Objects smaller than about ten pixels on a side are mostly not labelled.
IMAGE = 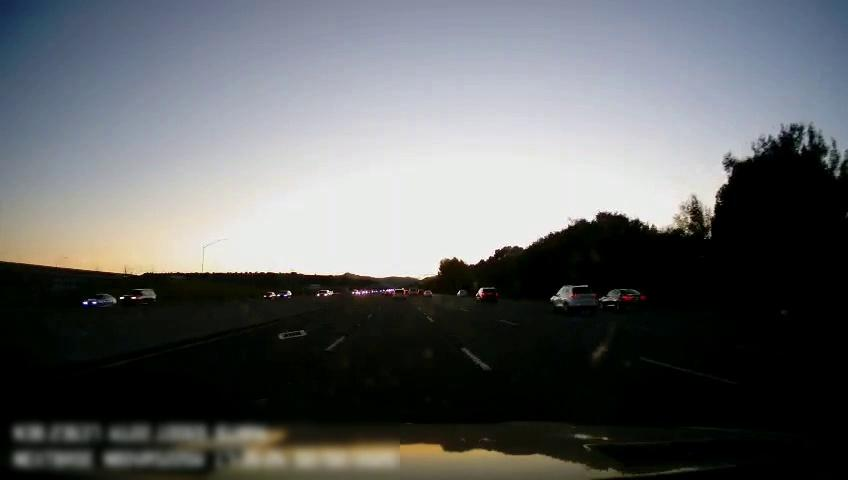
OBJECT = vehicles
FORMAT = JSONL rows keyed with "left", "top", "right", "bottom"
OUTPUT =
{"left": 549, "top": 285, "right": 599, "bottom": 314}
{"left": 118, "top": 288, "right": 157, "bottom": 305}
{"left": 316, "top": 289, "right": 333, "bottom": 297}
{"left": 392, "top": 288, "right": 406, "bottom": 301}
{"left": 276, "top": 291, "right": 293, "bottom": 299}
{"left": 598, "top": 289, "right": 647, "bottom": 312}
{"left": 263, "top": 291, "right": 277, "bottom": 299}
{"left": 475, "top": 287, "right": 499, "bottom": 303}
{"left": 81, "top": 293, "right": 117, "bottom": 308}
{"left": 456, "top": 289, "right": 468, "bottom": 297}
